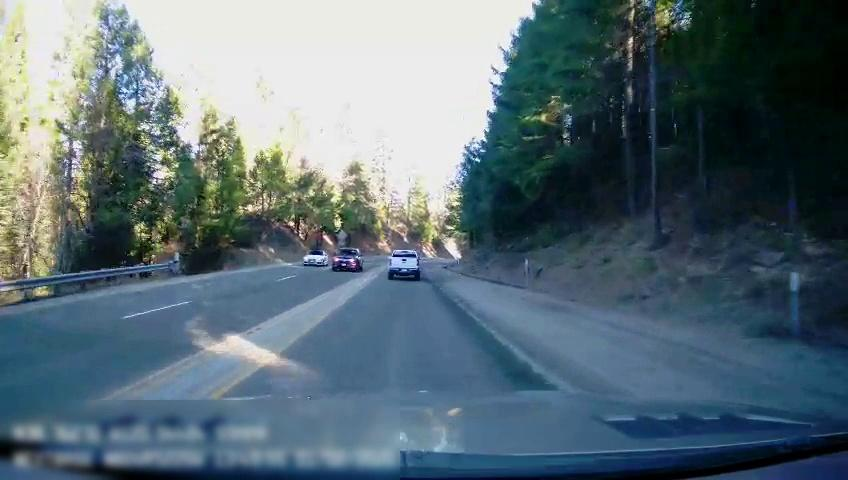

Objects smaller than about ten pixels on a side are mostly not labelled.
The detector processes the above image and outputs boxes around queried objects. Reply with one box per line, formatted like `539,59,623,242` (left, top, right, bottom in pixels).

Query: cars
303,248,329,267
331,247,364,273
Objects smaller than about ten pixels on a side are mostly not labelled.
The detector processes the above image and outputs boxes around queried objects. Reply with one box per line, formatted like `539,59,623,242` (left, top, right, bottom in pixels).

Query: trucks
387,250,421,281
